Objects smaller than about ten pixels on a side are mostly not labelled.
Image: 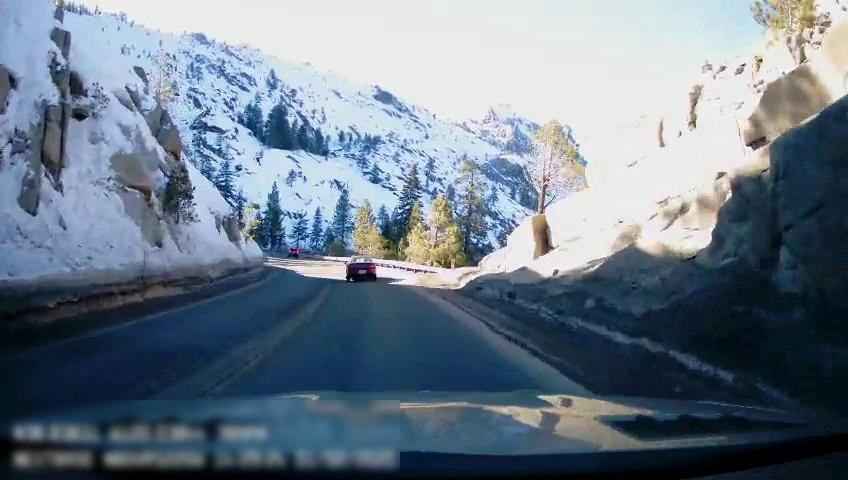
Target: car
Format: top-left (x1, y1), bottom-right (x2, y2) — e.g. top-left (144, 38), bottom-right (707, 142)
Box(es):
top-left (343, 256), bottom-right (377, 282)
